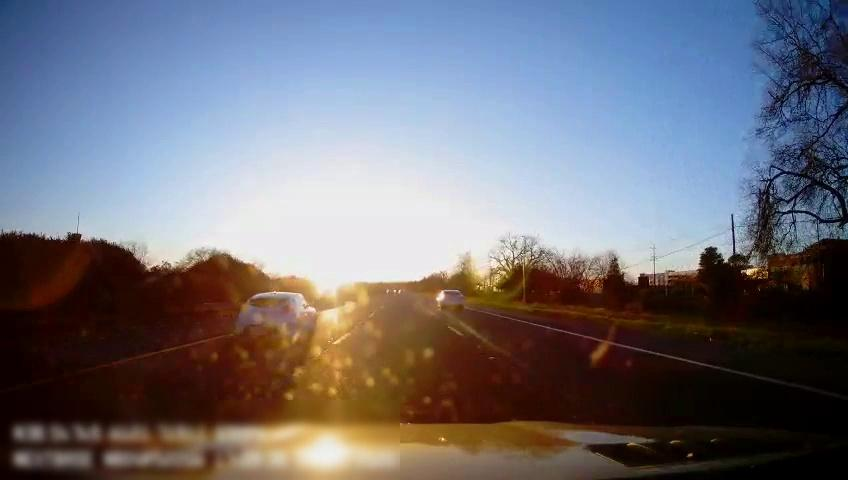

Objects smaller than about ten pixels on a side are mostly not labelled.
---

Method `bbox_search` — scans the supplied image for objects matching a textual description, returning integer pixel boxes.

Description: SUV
[236,291,318,347]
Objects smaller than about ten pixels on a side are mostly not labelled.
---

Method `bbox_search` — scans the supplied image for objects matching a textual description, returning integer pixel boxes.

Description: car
[436,289,464,311]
